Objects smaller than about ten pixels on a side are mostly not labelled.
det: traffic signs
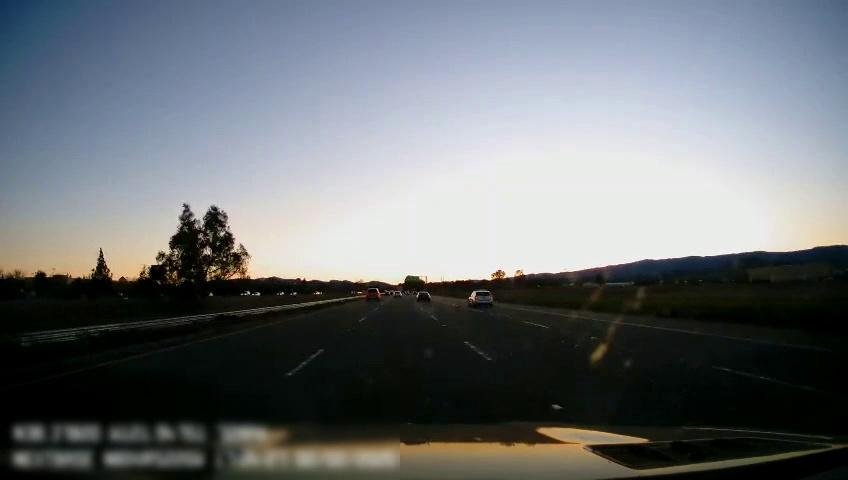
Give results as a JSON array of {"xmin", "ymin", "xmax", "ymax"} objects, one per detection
[{"xmin": 405, "ymin": 275, "xmax": 420, "ymax": 283}]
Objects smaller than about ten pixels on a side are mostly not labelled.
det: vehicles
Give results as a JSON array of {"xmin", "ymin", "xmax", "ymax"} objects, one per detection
[
  {"xmin": 365, "ymin": 288, "xmax": 381, "ymax": 302},
  {"xmin": 240, "ymin": 291, "xmax": 251, "ymax": 297},
  {"xmin": 416, "ymin": 291, "xmax": 432, "ymax": 302},
  {"xmin": 393, "ymin": 291, "xmax": 403, "ymax": 300},
  {"xmin": 467, "ymin": 290, "xmax": 493, "ymax": 309},
  {"xmin": 251, "ymin": 292, "xmax": 261, "ymax": 297},
  {"xmin": 276, "ymin": 291, "xmax": 285, "ymax": 297}
]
